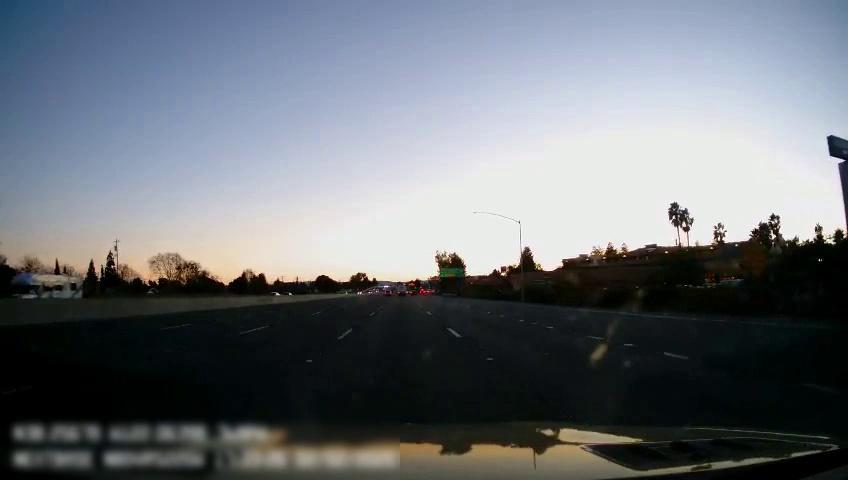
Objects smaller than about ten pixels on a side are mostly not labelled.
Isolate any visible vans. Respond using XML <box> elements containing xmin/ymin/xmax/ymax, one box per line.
<box><xmin>397</xmin><ymin>285</ymin><xmax>406</xmax><ymax>296</ymax></box>
<box><xmin>9</xmin><ymin>274</ymin><xmax>82</xmax><ymax>301</ymax></box>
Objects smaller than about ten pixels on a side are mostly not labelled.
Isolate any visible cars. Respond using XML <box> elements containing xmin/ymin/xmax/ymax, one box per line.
<box><xmin>268</xmin><ymin>292</ymin><xmax>281</xmax><ymax>297</ymax></box>
<box><xmin>281</xmin><ymin>292</ymin><xmax>293</xmax><ymax>297</ymax></box>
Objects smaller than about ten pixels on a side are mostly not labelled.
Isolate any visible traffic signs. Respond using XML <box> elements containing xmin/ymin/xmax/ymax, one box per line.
<box><xmin>440</xmin><ymin>267</ymin><xmax>464</xmax><ymax>278</ymax></box>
